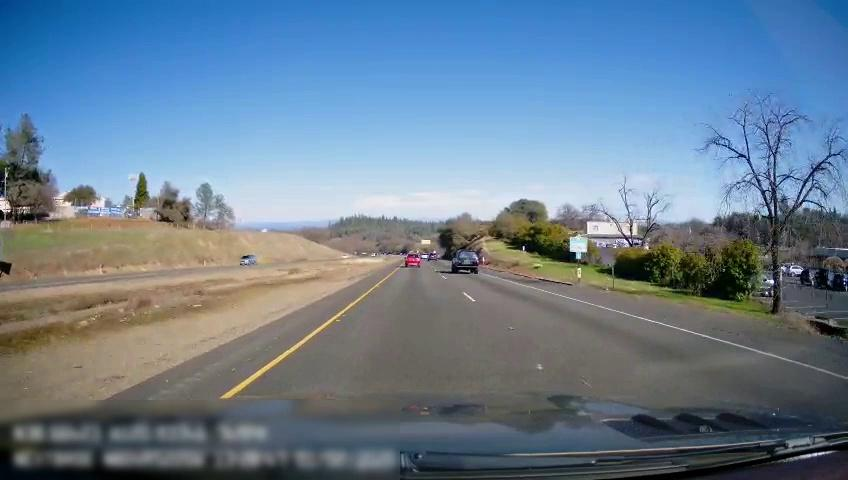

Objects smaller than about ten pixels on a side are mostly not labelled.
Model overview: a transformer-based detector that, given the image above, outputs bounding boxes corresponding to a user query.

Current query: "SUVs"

[404,252,422,268]
[449,248,480,274]
[427,252,438,261]
[239,255,257,267]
